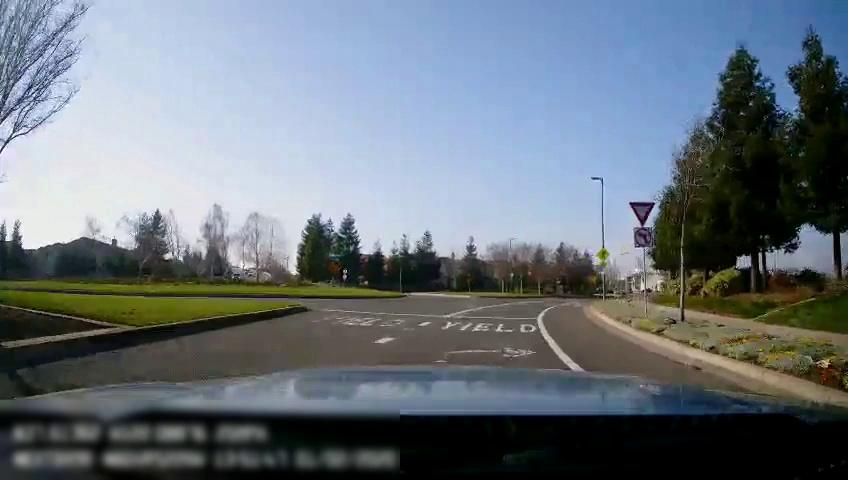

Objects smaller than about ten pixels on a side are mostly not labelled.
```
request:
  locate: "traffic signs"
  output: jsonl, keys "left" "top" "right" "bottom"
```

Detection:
{"left": 632, "top": 202, "right": 654, "bottom": 226}
{"left": 634, "top": 227, "right": 654, "bottom": 250}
